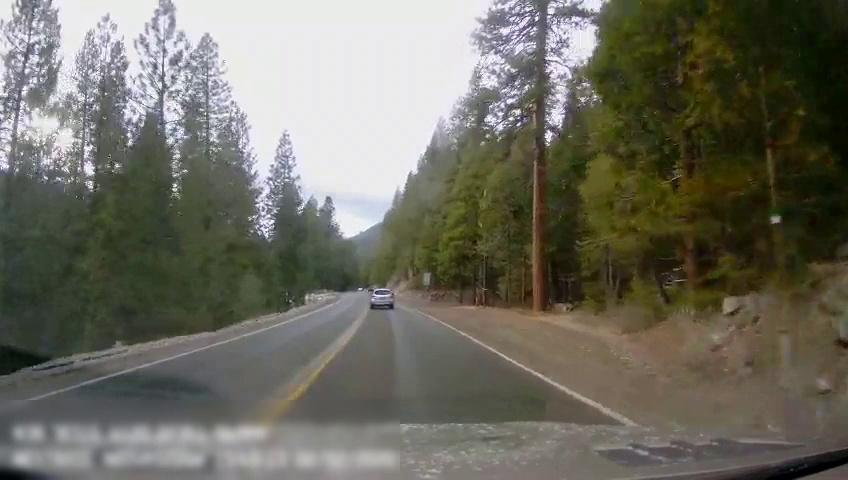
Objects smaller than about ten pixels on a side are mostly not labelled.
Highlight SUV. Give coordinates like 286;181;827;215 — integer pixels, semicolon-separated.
370;288;395;310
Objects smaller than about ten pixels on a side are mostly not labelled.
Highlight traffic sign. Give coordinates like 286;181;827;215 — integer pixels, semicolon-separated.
423;272;431;286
